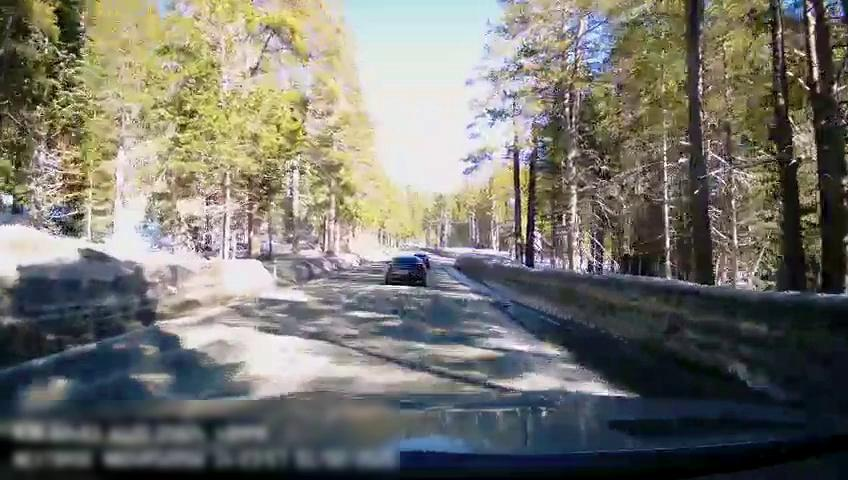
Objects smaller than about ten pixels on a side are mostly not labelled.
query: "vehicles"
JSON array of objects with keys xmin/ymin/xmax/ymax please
[
  {"xmin": 412, "ymin": 253, "xmax": 431, "ymax": 270},
  {"xmin": 385, "ymin": 256, "xmax": 427, "ymax": 287}
]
